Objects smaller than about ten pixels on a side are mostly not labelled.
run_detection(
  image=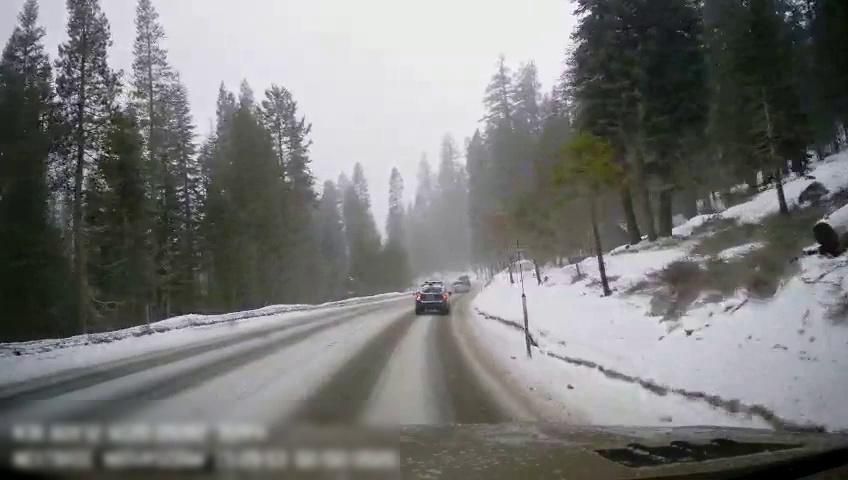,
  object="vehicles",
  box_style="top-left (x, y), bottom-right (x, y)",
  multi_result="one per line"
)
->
top-left (457, 275), bottom-right (472, 287)
top-left (454, 281), bottom-right (471, 294)
top-left (415, 280), bottom-right (452, 315)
